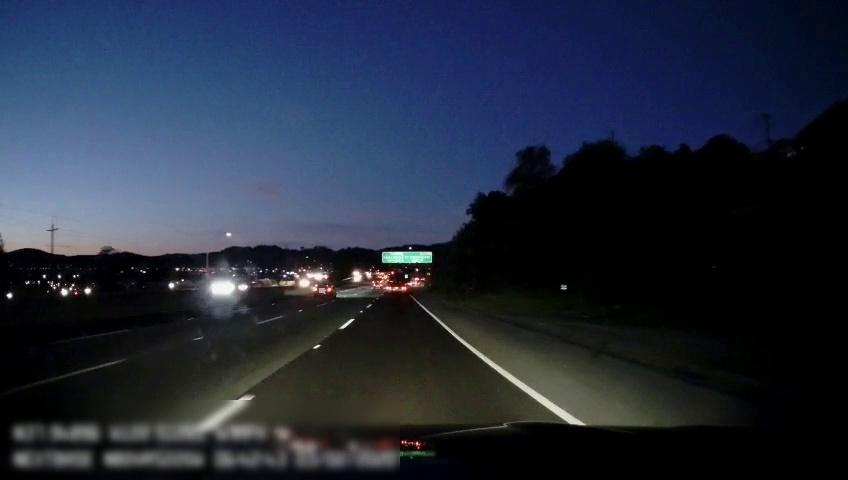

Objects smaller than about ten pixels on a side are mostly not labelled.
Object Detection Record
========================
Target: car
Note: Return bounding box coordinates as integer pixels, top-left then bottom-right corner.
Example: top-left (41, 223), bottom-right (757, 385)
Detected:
top-left (313, 283), bottom-right (337, 301)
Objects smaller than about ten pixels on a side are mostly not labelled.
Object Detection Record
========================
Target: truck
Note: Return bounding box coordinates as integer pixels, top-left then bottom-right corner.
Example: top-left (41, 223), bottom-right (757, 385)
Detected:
top-left (382, 269), bottom-right (408, 296)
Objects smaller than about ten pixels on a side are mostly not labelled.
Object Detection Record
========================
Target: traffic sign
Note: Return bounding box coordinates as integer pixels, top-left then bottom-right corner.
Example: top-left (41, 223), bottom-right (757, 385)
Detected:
top-left (381, 252), bottom-right (433, 263)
